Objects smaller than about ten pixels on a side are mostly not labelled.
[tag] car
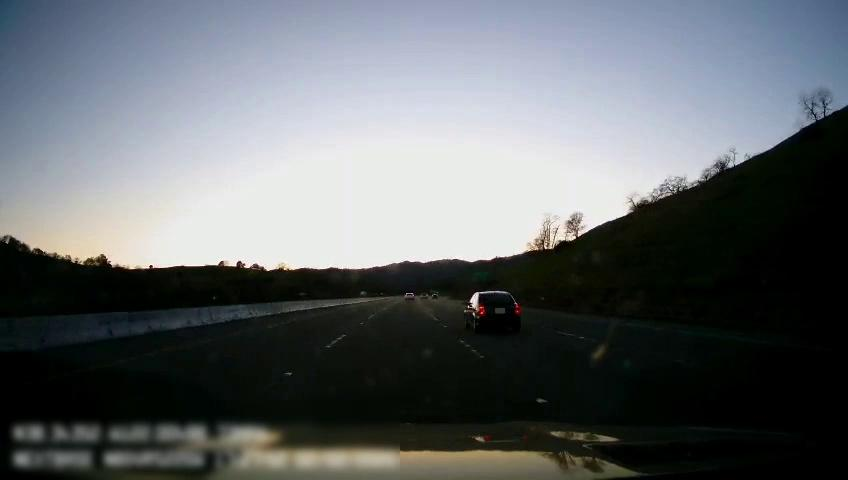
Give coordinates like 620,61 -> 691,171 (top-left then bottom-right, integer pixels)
464,291 -> 521,333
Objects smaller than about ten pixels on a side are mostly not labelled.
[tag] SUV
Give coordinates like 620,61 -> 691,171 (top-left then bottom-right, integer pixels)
404,292 -> 414,300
